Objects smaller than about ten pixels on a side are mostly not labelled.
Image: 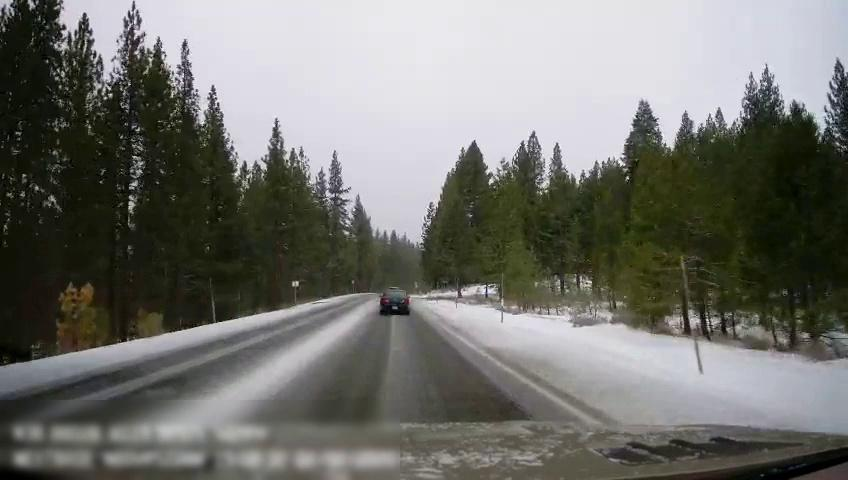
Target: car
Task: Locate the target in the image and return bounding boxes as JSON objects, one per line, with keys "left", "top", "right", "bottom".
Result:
{"left": 379, "top": 290, "right": 410, "bottom": 316}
